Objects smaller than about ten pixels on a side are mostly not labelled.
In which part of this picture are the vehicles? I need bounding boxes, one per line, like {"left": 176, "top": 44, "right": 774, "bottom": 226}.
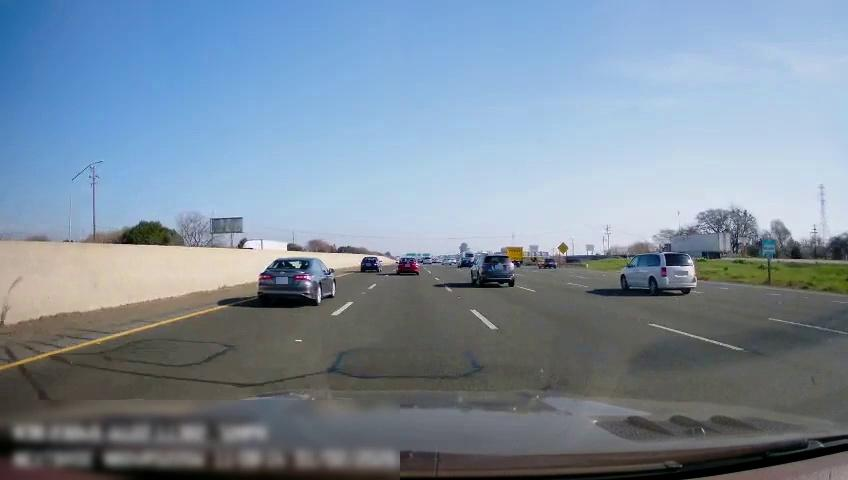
{"left": 457, "top": 257, "right": 472, "bottom": 269}
{"left": 658, "top": 231, "right": 730, "bottom": 260}
{"left": 619, "top": 251, "right": 698, "bottom": 296}
{"left": 462, "top": 251, "right": 475, "bottom": 263}
{"left": 469, "top": 252, "right": 516, "bottom": 287}
{"left": 536, "top": 258, "right": 557, "bottom": 270}
{"left": 241, "top": 238, "right": 288, "bottom": 252}
{"left": 257, "top": 257, "right": 336, "bottom": 306}
{"left": 500, "top": 246, "right": 524, "bottom": 268}
{"left": 360, "top": 256, "right": 382, "bottom": 273}
{"left": 395, "top": 257, "right": 420, "bottom": 276}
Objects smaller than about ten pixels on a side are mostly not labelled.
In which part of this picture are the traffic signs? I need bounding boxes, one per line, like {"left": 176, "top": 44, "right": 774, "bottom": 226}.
{"left": 557, "top": 242, "right": 569, "bottom": 255}
{"left": 760, "top": 238, "right": 778, "bottom": 256}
